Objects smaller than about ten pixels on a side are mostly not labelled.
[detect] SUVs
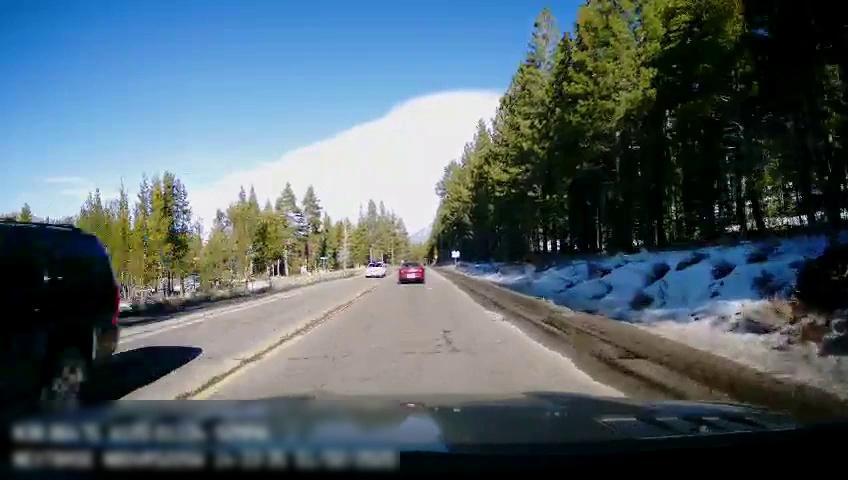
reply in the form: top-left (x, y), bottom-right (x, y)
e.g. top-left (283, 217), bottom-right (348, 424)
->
top-left (0, 220), bottom-right (122, 416)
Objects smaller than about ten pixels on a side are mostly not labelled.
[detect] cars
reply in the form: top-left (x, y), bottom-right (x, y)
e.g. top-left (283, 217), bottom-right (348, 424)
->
top-left (363, 261), bottom-right (388, 279)
top-left (398, 260), bottom-right (426, 285)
